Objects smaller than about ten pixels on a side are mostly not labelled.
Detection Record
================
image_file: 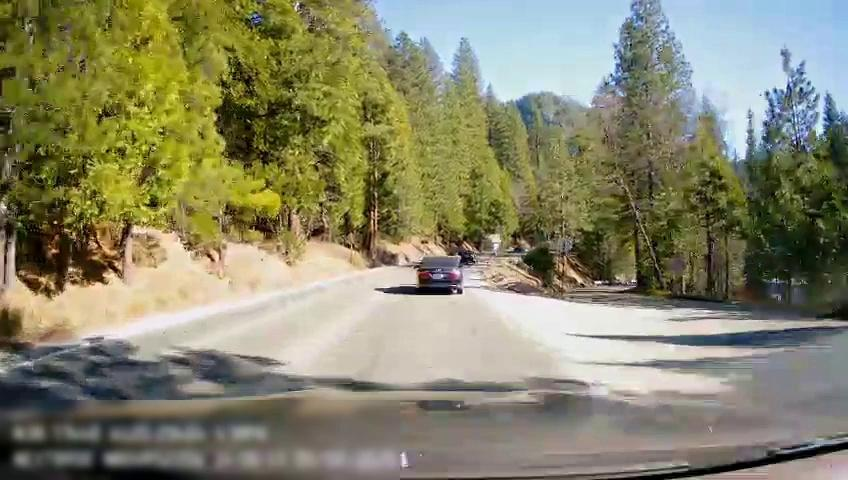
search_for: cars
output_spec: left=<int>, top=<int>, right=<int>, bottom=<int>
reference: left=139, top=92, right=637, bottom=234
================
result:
left=459, top=250, right=476, bottom=265
left=412, top=255, right=464, bottom=295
